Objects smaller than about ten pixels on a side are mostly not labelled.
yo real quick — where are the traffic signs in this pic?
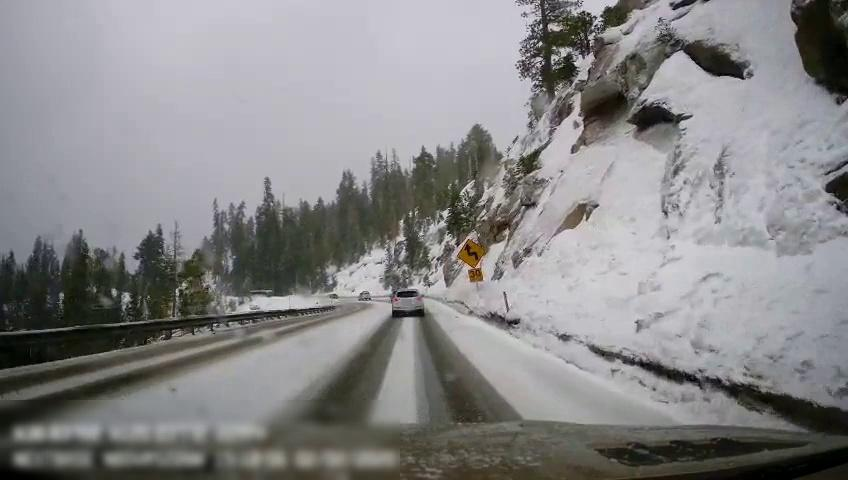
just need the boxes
[468,268,484,282]
[456,238,485,268]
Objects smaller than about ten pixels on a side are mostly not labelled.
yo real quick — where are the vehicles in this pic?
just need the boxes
[358,290,371,301]
[249,290,273,297]
[392,288,425,318]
